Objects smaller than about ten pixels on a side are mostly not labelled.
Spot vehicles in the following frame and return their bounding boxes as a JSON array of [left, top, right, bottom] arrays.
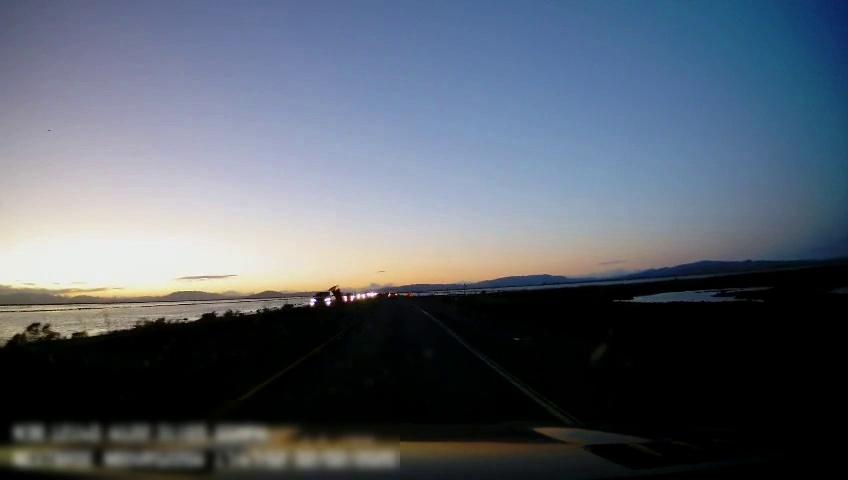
[[309, 290, 337, 310], [342, 292, 357, 305], [387, 291, 398, 299]]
